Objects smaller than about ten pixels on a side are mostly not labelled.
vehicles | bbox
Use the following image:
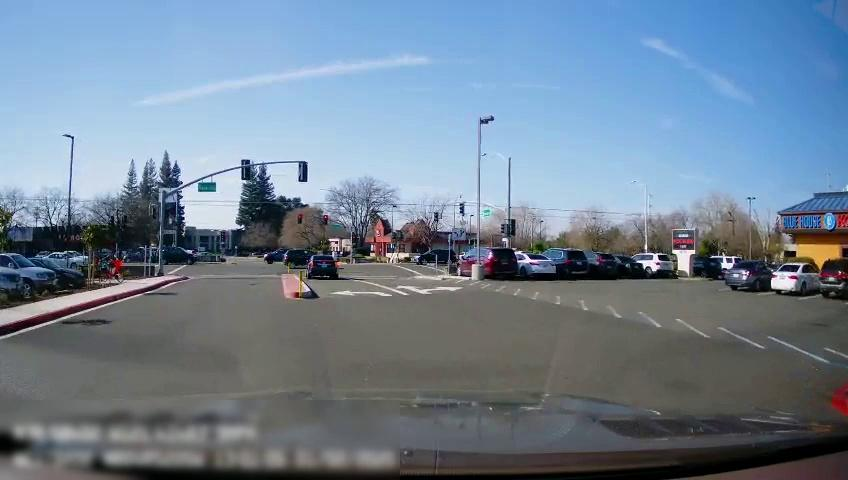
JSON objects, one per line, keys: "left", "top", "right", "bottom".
{"left": 513, "top": 252, "right": 553, "bottom": 279}
{"left": 63, "top": 251, "right": 91, "bottom": 264}
{"left": 612, "top": 255, "right": 642, "bottom": 278}
{"left": 26, "top": 257, "right": 87, "bottom": 289}
{"left": 414, "top": 248, "right": 456, "bottom": 266}
{"left": 819, "top": 258, "right": 848, "bottom": 297}
{"left": 0, "top": 254, "right": 59, "bottom": 296}
{"left": 584, "top": 252, "right": 616, "bottom": 279}
{"left": 632, "top": 253, "right": 673, "bottom": 278}
{"left": 771, "top": 263, "right": 822, "bottom": 297}
{"left": 683, "top": 257, "right": 721, "bottom": 277}
{"left": 283, "top": 249, "right": 319, "bottom": 268}
{"left": 264, "top": 248, "right": 292, "bottom": 264}
{"left": 122, "top": 250, "right": 156, "bottom": 263}
{"left": 157, "top": 246, "right": 197, "bottom": 265}
{"left": 305, "top": 255, "right": 338, "bottom": 279}
{"left": 45, "top": 253, "right": 83, "bottom": 267}
{"left": 712, "top": 256, "right": 743, "bottom": 274}
{"left": 541, "top": 248, "right": 588, "bottom": 280}
{"left": 456, "top": 248, "right": 518, "bottom": 279}
{"left": 0, "top": 268, "right": 24, "bottom": 296}
{"left": 724, "top": 261, "right": 777, "bottom": 291}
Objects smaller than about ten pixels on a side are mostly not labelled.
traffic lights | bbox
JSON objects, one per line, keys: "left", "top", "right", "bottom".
{"left": 459, "top": 202, "right": 465, "bottom": 216}
{"left": 297, "top": 214, "right": 303, "bottom": 225}
{"left": 510, "top": 219, "right": 516, "bottom": 236}
{"left": 322, "top": 215, "right": 328, "bottom": 226}
{"left": 434, "top": 211, "right": 439, "bottom": 224}
{"left": 298, "top": 161, "right": 308, "bottom": 183}
{"left": 500, "top": 223, "right": 505, "bottom": 234}
{"left": 110, "top": 216, "right": 115, "bottom": 227}
{"left": 122, "top": 216, "right": 128, "bottom": 227}
{"left": 240, "top": 159, "right": 250, "bottom": 180}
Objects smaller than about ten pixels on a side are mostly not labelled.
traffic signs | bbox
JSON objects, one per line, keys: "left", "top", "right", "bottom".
{"left": 197, "top": 182, "right": 216, "bottom": 193}
{"left": 452, "top": 228, "right": 464, "bottom": 240}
